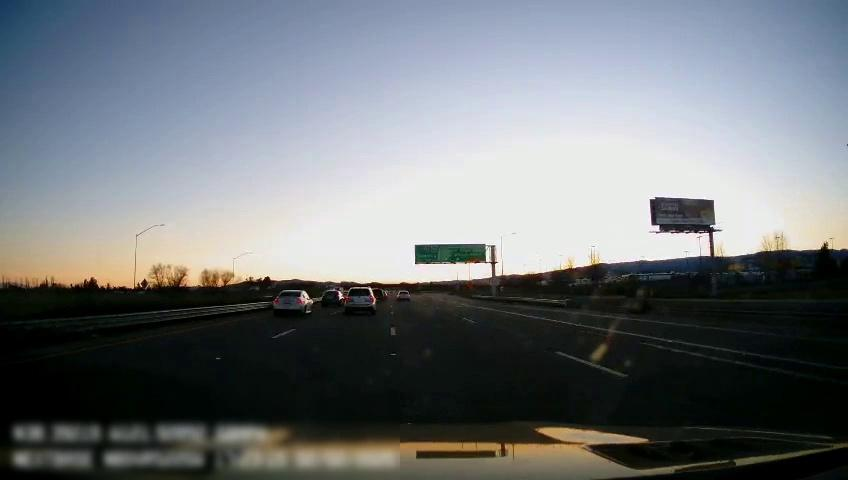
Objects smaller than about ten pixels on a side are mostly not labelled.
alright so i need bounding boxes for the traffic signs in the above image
[414,244,487,264]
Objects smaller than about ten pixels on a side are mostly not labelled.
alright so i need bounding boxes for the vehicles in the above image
[273,290,314,319]
[396,290,411,302]
[321,291,346,308]
[372,289,386,303]
[344,287,377,315]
